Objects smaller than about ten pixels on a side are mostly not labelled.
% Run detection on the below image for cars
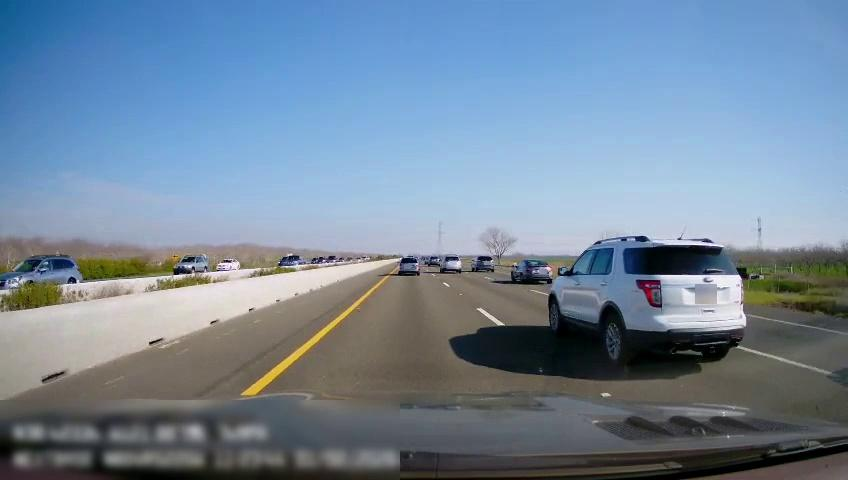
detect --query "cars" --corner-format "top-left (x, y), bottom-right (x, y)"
top-left (398, 257), bottom-right (421, 276)
top-left (215, 258), bottom-right (241, 271)
top-left (509, 258), bottom-right (554, 285)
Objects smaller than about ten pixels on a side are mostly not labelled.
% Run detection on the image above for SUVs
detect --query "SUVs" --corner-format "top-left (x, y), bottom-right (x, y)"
top-left (283, 255), bottom-right (305, 267)
top-left (440, 255), bottom-right (463, 274)
top-left (0, 256), bottom-right (84, 291)
top-left (472, 255), bottom-right (495, 272)
top-left (428, 255), bottom-right (441, 266)
top-left (546, 233), bottom-right (747, 365)
top-left (173, 255), bottom-right (209, 276)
